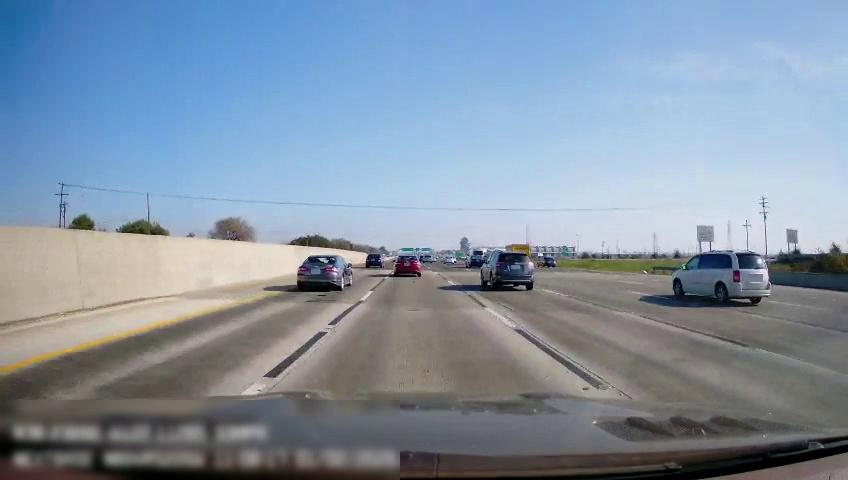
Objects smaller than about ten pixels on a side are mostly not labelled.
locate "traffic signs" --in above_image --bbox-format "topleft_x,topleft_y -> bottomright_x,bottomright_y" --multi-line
561,245 -> 568,257
785,228 -> 799,244
421,247 -> 432,252
402,247 -> 414,252
696,224 -> 715,243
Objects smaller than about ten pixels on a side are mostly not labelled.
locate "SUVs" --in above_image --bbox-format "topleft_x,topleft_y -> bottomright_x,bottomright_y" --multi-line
479,251 -> 535,291
365,254 -> 385,268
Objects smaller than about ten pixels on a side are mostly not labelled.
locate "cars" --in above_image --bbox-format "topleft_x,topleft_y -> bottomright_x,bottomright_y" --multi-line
536,256 -> 556,268
296,255 -> 353,291
392,255 -> 423,278
464,254 -> 483,267
443,255 -> 454,265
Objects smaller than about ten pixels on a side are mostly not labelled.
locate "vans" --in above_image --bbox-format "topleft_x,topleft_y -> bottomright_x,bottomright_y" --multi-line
468,249 -> 484,257
672,249 -> 771,304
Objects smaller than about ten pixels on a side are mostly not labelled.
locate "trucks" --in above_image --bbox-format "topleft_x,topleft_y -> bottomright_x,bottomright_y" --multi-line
505,243 -> 531,260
